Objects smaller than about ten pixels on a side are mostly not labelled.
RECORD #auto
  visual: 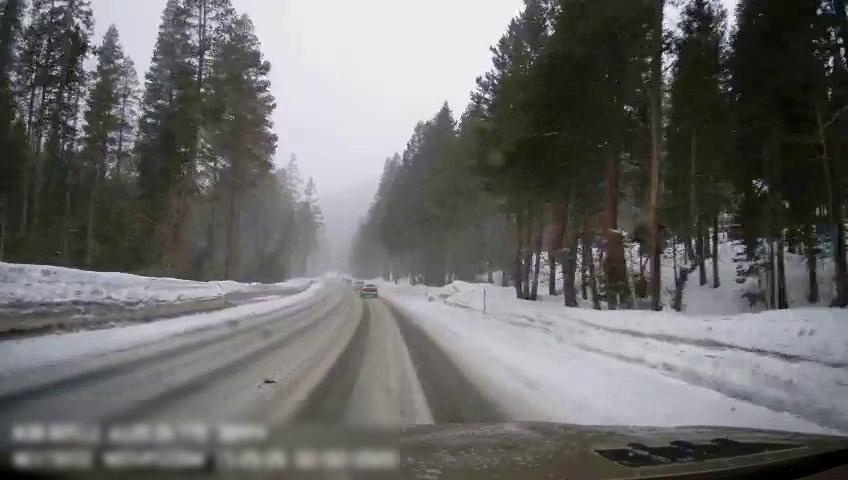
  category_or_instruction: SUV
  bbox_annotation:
[360,282,379,299]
